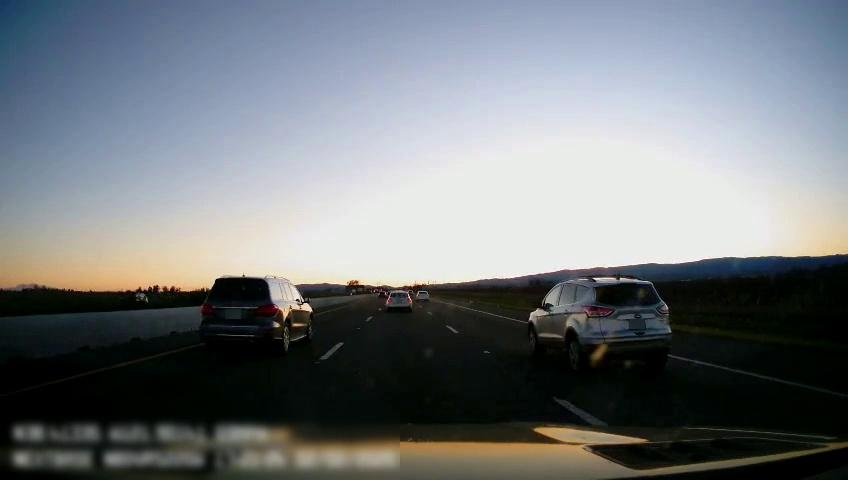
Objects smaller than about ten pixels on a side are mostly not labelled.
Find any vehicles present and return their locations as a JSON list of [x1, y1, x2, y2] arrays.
[[198, 274, 315, 358], [386, 290, 414, 310], [416, 290, 431, 301], [525, 273, 674, 374], [119, 292, 149, 304]]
